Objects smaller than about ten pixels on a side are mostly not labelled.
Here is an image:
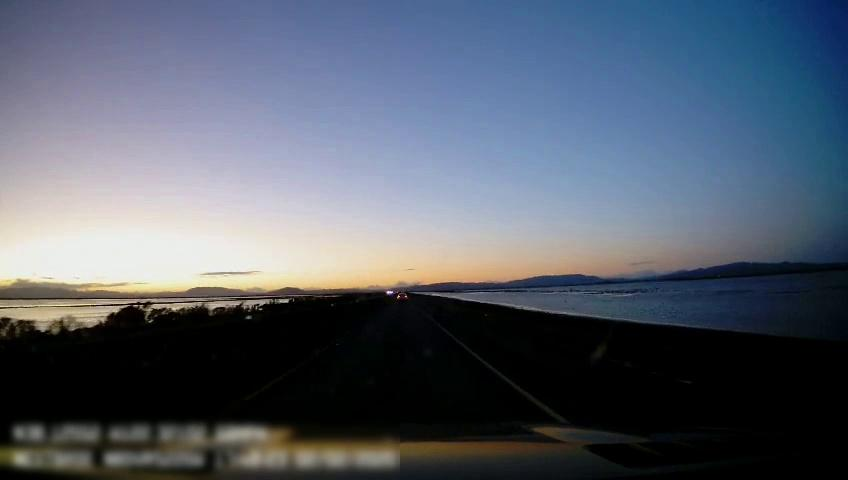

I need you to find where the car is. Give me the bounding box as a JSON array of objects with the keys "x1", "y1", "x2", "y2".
[{"x1": 396, "y1": 293, "x2": 408, "y2": 301}]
